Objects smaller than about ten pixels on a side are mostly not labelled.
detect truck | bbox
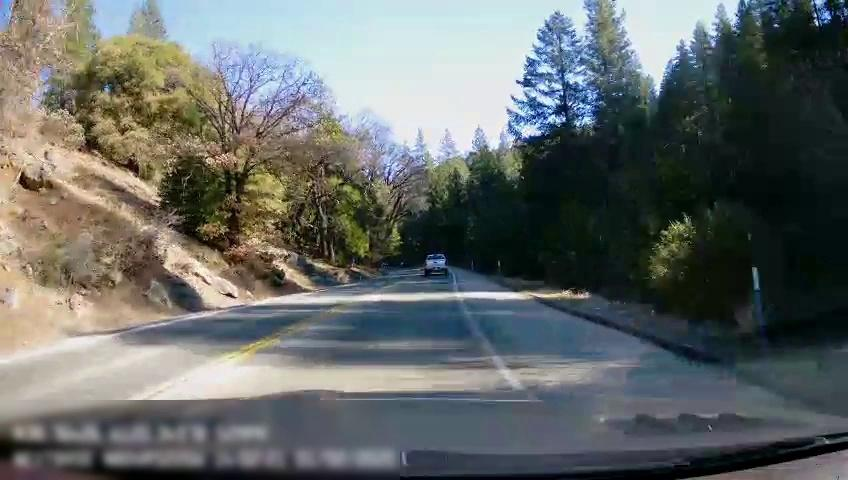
[424,254,448,276]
